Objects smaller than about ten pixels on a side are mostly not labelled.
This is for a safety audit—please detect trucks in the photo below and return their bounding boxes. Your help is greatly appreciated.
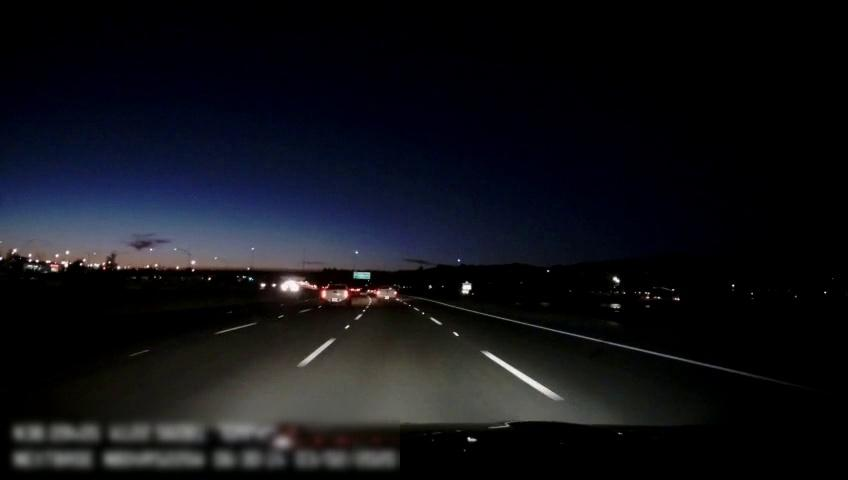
[375,286,397,302]
[317,281,353,309]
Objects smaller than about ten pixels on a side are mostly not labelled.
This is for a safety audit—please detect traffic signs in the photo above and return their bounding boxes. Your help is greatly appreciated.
[352,271,371,280]
[461,283,472,291]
